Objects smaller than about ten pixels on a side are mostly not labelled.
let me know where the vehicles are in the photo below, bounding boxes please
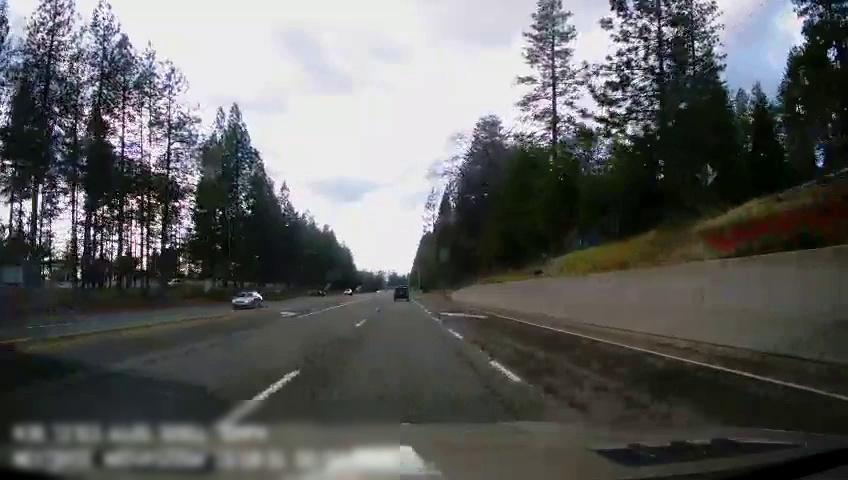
[165,278,185,287]
[394,287,410,302]
[343,288,354,296]
[231,291,263,311]
[314,289,327,297]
